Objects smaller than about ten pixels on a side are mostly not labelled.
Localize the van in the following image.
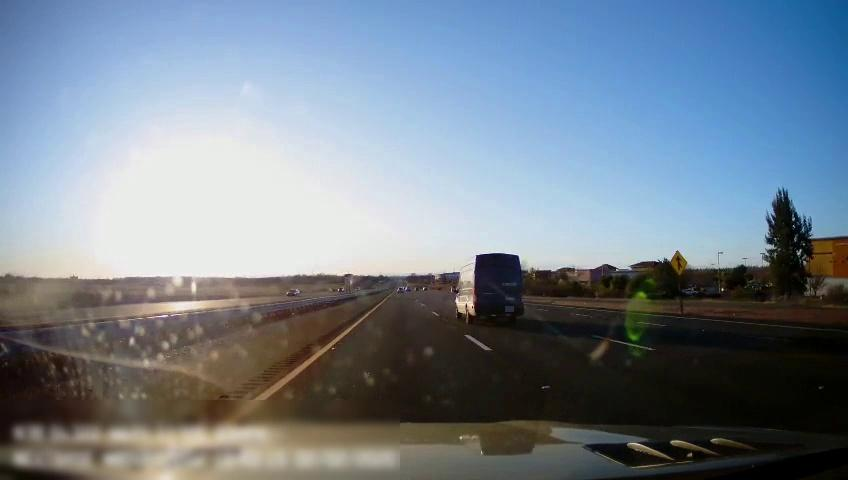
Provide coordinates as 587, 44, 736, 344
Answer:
451, 253, 526, 328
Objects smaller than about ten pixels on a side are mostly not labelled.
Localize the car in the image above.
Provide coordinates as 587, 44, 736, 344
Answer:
287, 289, 301, 298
